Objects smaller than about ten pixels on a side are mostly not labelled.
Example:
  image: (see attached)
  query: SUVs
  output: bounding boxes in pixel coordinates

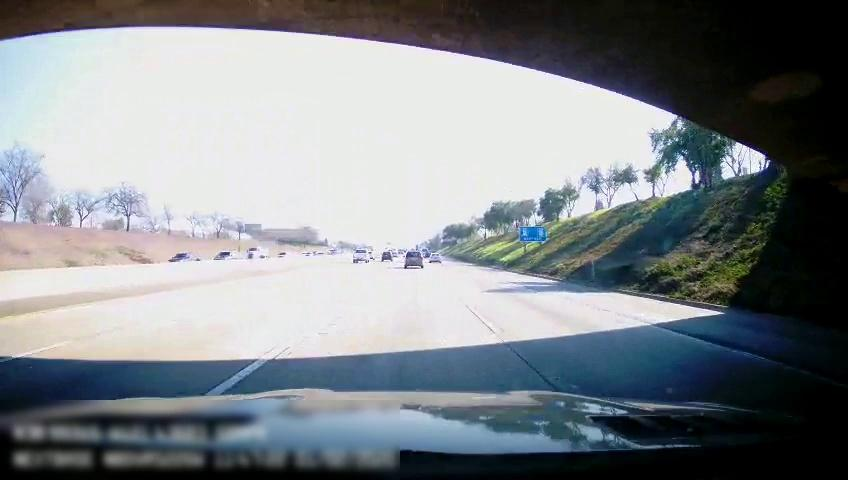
[352,248,371,264]
[428,253,442,265]
[403,250,424,270]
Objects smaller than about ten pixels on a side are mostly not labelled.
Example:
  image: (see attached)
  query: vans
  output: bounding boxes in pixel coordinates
[214,251,238,261]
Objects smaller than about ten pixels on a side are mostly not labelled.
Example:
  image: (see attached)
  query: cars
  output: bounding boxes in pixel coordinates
[167,252,201,264]
[380,252,392,262]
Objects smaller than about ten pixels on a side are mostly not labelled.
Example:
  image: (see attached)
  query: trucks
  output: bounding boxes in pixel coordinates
[246,247,265,259]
